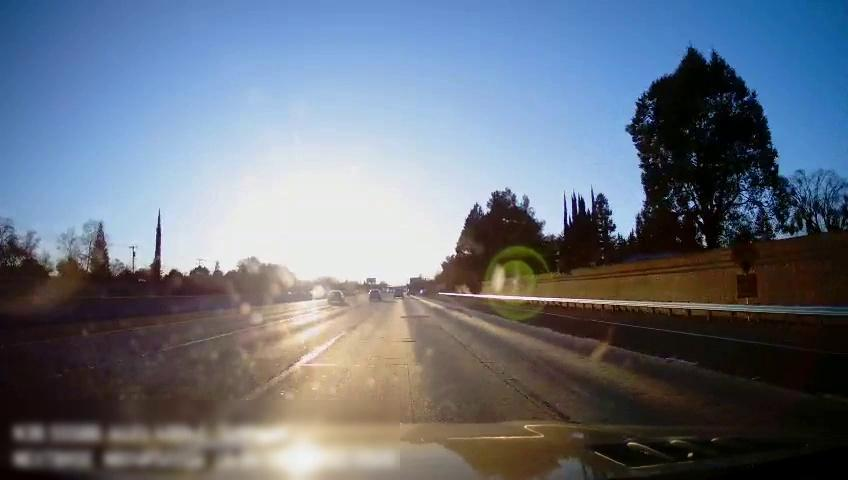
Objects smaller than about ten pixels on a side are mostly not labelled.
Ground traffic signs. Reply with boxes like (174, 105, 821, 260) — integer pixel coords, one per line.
(736, 274, 757, 298)
(730, 230, 759, 272)
(409, 277, 423, 286)
(366, 277, 377, 283)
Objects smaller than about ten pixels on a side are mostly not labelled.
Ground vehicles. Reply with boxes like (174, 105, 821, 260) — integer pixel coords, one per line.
(326, 289, 346, 304)
(368, 288, 384, 301)
(393, 287, 405, 298)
